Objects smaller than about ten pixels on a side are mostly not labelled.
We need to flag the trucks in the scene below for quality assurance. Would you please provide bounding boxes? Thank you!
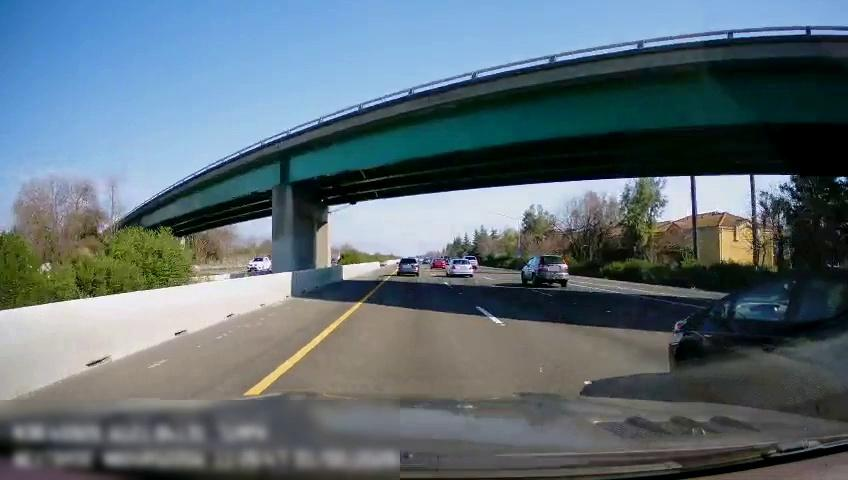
[246,256,273,274]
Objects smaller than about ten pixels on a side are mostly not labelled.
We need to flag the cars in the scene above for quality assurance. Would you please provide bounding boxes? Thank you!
[445,258,474,278]
[430,258,445,270]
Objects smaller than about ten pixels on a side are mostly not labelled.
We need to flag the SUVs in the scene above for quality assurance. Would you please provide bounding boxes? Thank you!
[521,254,569,288]
[666,265,848,419]
[462,255,478,270]
[397,257,421,277]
